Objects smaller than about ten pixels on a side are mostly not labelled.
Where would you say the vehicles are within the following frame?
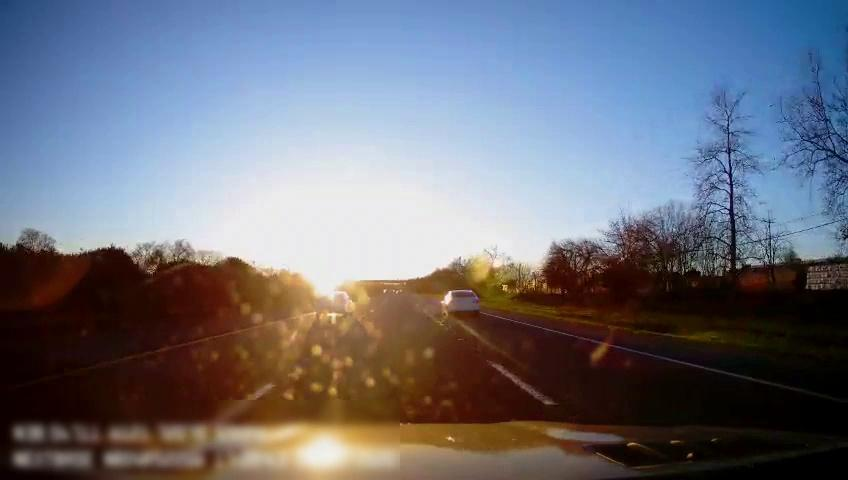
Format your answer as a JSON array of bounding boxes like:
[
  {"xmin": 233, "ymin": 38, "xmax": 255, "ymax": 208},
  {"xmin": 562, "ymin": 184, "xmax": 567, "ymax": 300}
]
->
[
  {"xmin": 440, "ymin": 290, "xmax": 480, "ymax": 318},
  {"xmin": 314, "ymin": 291, "xmax": 352, "ymax": 322}
]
